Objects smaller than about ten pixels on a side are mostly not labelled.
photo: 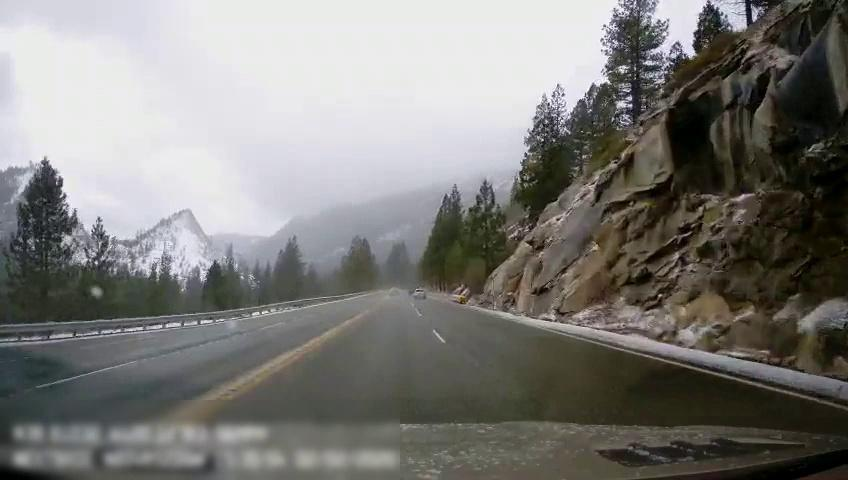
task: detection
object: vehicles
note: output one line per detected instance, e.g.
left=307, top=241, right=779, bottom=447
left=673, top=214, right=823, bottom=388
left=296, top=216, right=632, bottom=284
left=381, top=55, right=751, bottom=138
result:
left=413, top=287, right=427, bottom=299
left=388, top=287, right=401, bottom=297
